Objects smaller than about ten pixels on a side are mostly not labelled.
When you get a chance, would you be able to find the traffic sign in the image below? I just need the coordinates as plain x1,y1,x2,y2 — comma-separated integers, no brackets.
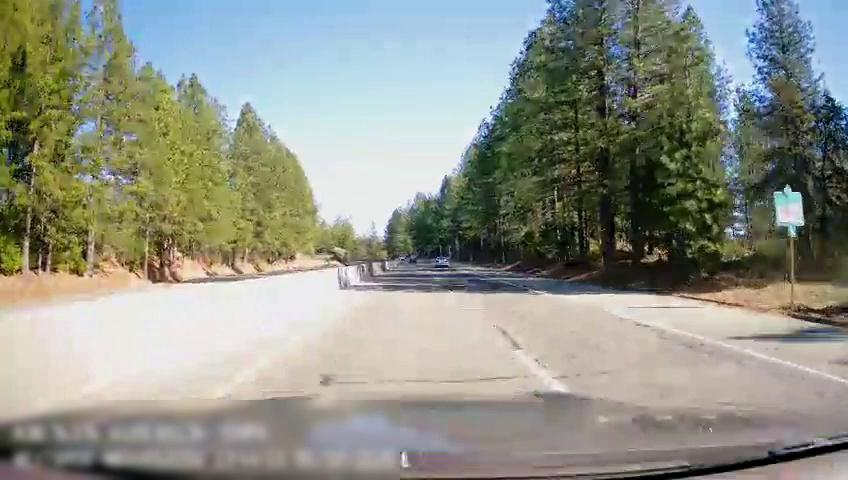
774,191,805,227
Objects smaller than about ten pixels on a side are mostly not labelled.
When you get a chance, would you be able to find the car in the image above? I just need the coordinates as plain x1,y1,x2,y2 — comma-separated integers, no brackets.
432,256,450,269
